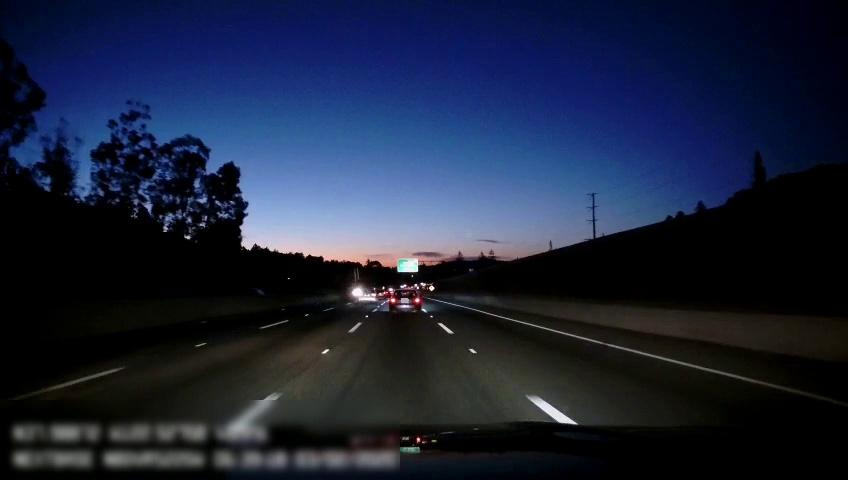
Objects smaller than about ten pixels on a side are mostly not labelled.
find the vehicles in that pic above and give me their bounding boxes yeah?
[237,288,265,298]
[357,288,378,305]
[375,289,387,300]
[389,289,422,317]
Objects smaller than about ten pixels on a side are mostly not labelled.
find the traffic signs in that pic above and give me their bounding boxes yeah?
[397,258,418,273]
